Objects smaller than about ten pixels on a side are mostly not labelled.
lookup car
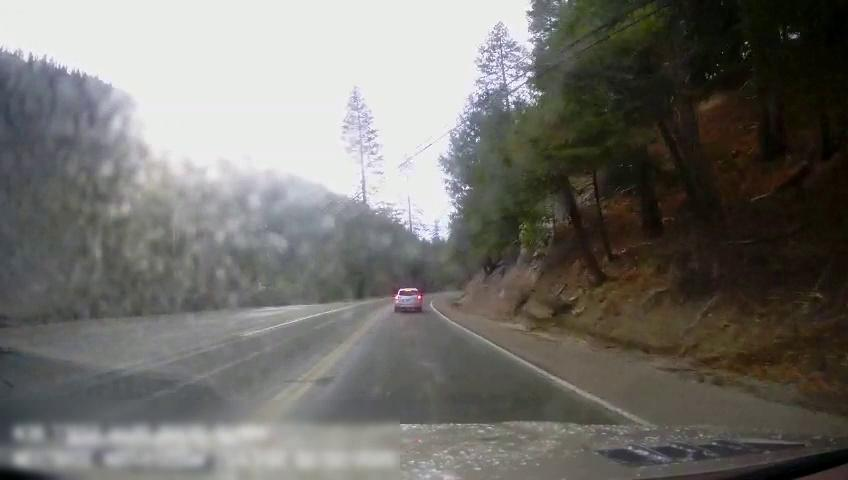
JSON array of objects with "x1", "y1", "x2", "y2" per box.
[{"x1": 394, "y1": 287, "x2": 423, "y2": 313}]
